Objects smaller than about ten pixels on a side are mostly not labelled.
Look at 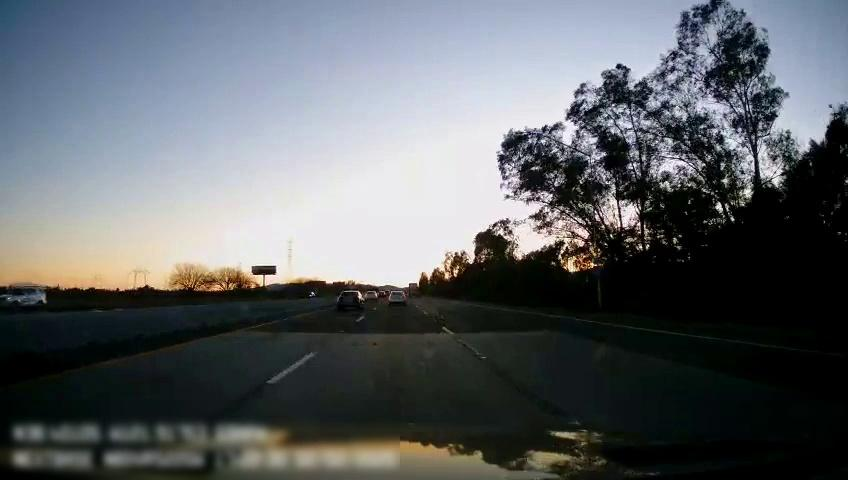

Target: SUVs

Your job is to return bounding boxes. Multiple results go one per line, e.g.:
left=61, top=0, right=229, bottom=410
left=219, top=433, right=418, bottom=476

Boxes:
left=0, top=285, right=47, bottom=309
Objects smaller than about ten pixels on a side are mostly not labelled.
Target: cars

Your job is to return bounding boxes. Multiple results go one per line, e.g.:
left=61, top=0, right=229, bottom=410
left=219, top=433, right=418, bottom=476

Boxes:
left=364, top=290, right=379, bottom=301
left=387, top=290, right=407, bottom=307
left=336, top=290, right=366, bottom=313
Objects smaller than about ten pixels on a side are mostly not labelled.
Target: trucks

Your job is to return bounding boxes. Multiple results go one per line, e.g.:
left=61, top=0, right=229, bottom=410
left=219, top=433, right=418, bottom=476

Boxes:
left=408, top=283, right=420, bottom=298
